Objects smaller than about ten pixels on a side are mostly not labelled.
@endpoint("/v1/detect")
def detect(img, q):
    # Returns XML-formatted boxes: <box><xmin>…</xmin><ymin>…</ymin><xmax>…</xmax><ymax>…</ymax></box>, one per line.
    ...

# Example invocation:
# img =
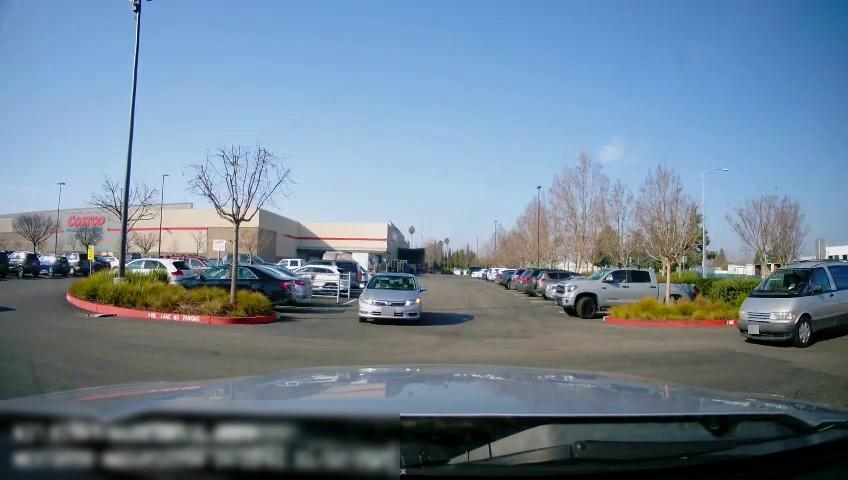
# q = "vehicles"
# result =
<box><xmin>322</xmin><ymin>251</ymin><xmax>352</xmax><ymax>261</ymax></box>
<box><xmin>291</xmin><ymin>264</ymin><xmax>351</xmax><ymax>297</ymax></box>
<box><xmin>517</xmin><ymin>267</ymin><xmax>562</xmax><ymax>298</ymax></box>
<box><xmin>736</xmin><ymin>258</ymin><xmax>848</xmax><ymax>348</ymax></box>
<box><xmin>265</xmin><ymin>264</ymin><xmax>313</xmax><ymax>299</ymax></box>
<box><xmin>104</xmin><ymin>255</ymin><xmax>119</xmax><ymax>270</ymax></box>
<box><xmin>40</xmin><ymin>255</ymin><xmax>70</xmax><ymax>277</ymax></box>
<box><xmin>168</xmin><ymin>255</ymin><xmax>215</xmax><ymax>275</ymax></box>
<box><xmin>66</xmin><ymin>252</ymin><xmax>91</xmax><ymax>276</ymax></box>
<box><xmin>539</xmin><ymin>275</ymin><xmax>584</xmax><ymax>300</ymax></box>
<box><xmin>357</xmin><ymin>273</ymin><xmax>425</xmax><ymax>324</ymax></box>
<box><xmin>554</xmin><ymin>265</ymin><xmax>697</xmax><ymax>320</ymax></box>
<box><xmin>8</xmin><ymin>251</ymin><xmax>42</xmax><ymax>278</ymax></box>
<box><xmin>278</xmin><ymin>258</ymin><xmax>305</xmax><ymax>269</ymax></box>
<box><xmin>494</xmin><ymin>269</ymin><xmax>515</xmax><ymax>290</ymax></box>
<box><xmin>0</xmin><ymin>250</ymin><xmax>9</xmax><ymax>278</ymax></box>
<box><xmin>351</xmin><ymin>252</ymin><xmax>369</xmax><ymax>270</ymax></box>
<box><xmin>509</xmin><ymin>269</ymin><xmax>525</xmax><ymax>290</ymax></box>
<box><xmin>93</xmin><ymin>255</ymin><xmax>111</xmax><ymax>272</ymax></box>
<box><xmin>172</xmin><ymin>264</ymin><xmax>297</xmax><ymax>307</ymax></box>
<box><xmin>301</xmin><ymin>259</ymin><xmax>361</xmax><ymax>289</ymax></box>
<box><xmin>530</xmin><ymin>270</ymin><xmax>582</xmax><ymax>296</ymax></box>
<box><xmin>125</xmin><ymin>258</ymin><xmax>194</xmax><ymax>282</ymax></box>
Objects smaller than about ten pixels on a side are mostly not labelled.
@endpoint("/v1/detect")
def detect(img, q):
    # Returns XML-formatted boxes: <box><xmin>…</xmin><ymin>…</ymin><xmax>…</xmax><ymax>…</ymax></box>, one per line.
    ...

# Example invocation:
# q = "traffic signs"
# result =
<box><xmin>212</xmin><ymin>239</ymin><xmax>226</xmax><ymax>252</ymax></box>
<box><xmin>87</xmin><ymin>245</ymin><xmax>95</xmax><ymax>261</ymax></box>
